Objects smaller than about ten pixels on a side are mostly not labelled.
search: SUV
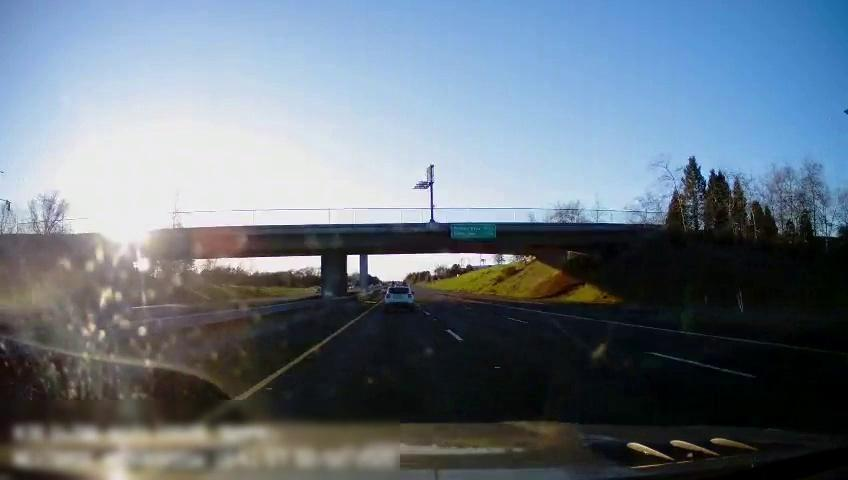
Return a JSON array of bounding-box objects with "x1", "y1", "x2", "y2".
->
[{"x1": 383, "y1": 286, "x2": 416, "y2": 314}]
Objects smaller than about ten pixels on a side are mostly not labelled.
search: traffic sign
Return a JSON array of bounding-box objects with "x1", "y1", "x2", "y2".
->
[{"x1": 449, "y1": 223, "x2": 497, "y2": 241}]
